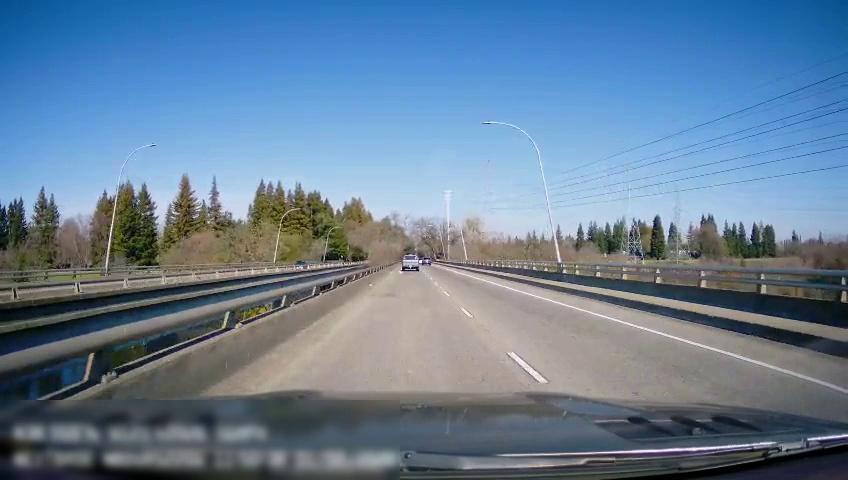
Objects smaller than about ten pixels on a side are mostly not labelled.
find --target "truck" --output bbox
[401,254,419,271]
